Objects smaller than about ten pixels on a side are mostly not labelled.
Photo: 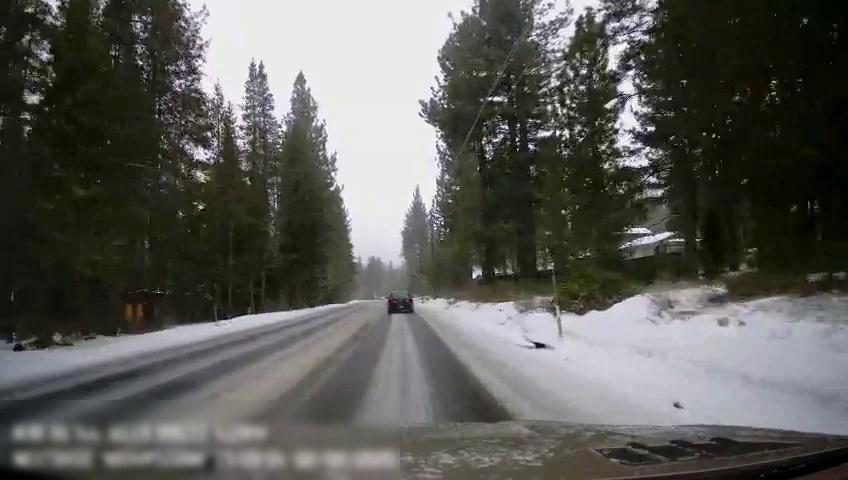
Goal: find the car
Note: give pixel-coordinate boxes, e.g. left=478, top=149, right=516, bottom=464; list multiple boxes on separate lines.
left=385, top=290, right=415, bottom=314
